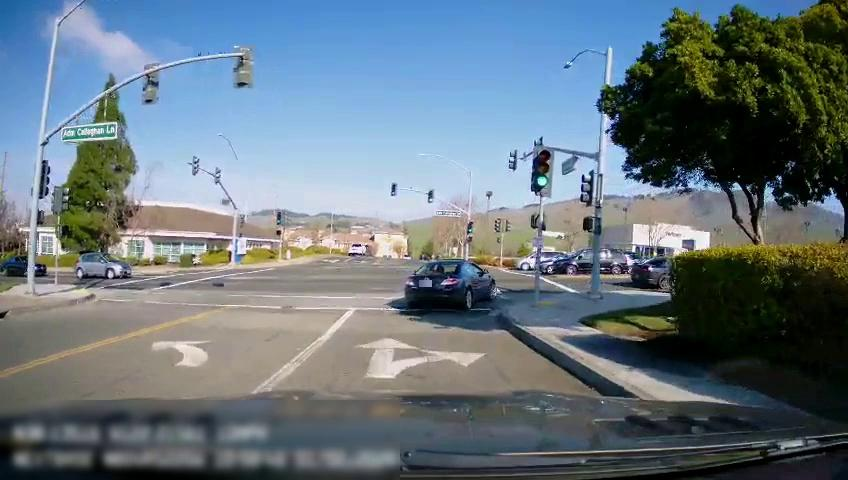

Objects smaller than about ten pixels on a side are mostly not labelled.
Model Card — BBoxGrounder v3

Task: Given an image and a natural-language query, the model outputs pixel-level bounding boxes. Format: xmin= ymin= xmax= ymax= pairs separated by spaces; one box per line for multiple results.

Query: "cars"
xmin=74 ymin=252 xmax=131 ymax=280
xmin=404 ymin=257 xmax=497 ymax=312
xmin=0 ymin=255 xmax=48 ymax=277
xmin=630 ymin=256 xmax=675 ymax=290
xmin=540 ymin=255 xmax=569 ymax=275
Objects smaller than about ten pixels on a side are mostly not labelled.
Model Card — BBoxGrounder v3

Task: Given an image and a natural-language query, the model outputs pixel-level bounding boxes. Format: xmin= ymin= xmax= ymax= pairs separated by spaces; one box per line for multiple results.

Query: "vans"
xmin=514 ymin=250 xmax=569 ymax=271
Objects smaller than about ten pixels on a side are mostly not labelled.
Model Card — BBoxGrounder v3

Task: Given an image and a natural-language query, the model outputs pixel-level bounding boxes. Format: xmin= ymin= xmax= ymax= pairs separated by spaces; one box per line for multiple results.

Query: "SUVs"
xmin=551 ymin=247 xmax=630 ymax=276
xmin=348 ymin=242 xmax=368 ymax=256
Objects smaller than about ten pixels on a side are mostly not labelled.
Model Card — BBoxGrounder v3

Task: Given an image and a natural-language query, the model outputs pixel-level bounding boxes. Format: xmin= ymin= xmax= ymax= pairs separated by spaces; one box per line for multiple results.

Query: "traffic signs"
xmin=560 ymin=154 xmax=579 ymax=176
xmin=437 ymin=208 xmax=464 ymax=218
xmin=62 ymin=119 xmax=120 ymax=144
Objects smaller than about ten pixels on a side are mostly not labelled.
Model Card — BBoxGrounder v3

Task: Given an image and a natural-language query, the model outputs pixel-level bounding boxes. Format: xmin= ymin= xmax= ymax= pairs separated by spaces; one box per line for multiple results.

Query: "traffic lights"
xmin=50 ymin=183 xmax=61 ymax=213
xmin=533 ymin=135 xmax=545 ymax=160
xmin=581 ymin=214 xmax=594 ymax=233
xmin=579 ymin=168 xmax=596 ymax=208
xmin=234 ymin=46 xmax=254 ymax=89
xmin=142 ymin=62 xmax=160 ymax=103
xmin=530 ymin=146 xmax=556 ymax=197
xmin=37 ymin=158 xmax=52 ymax=201
xmin=426 ymin=188 xmax=435 ymax=205
xmin=529 ymin=213 xmax=541 ymax=229
xmin=504 ymin=218 xmax=512 ymax=232
xmin=190 ymin=153 xmax=201 ymax=177
xmin=35 ymin=206 xmax=45 ymax=226
xmin=493 ymin=217 xmax=502 ymax=233
xmin=275 ymin=208 xmax=283 ymax=226
xmin=507 ymin=148 xmax=519 ymax=172
xmin=389 ymin=182 xmax=399 ymax=198
xmin=60 ymin=224 xmax=69 ymax=238
xmin=214 ymin=166 xmax=224 ymax=186
xmin=239 ymin=214 xmax=247 ymax=225
xmin=465 ymin=220 xmax=474 ymax=235
xmin=60 ymin=183 xmax=73 ymax=213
